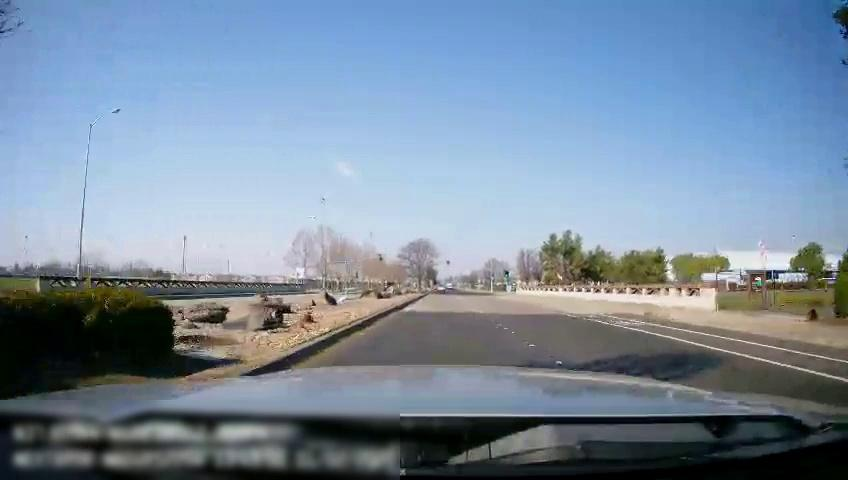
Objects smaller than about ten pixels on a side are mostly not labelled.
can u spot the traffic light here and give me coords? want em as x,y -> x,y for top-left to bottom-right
502,269 -> 511,282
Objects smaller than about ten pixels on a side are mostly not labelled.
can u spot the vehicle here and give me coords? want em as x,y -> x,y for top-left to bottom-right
383,281 -> 396,292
